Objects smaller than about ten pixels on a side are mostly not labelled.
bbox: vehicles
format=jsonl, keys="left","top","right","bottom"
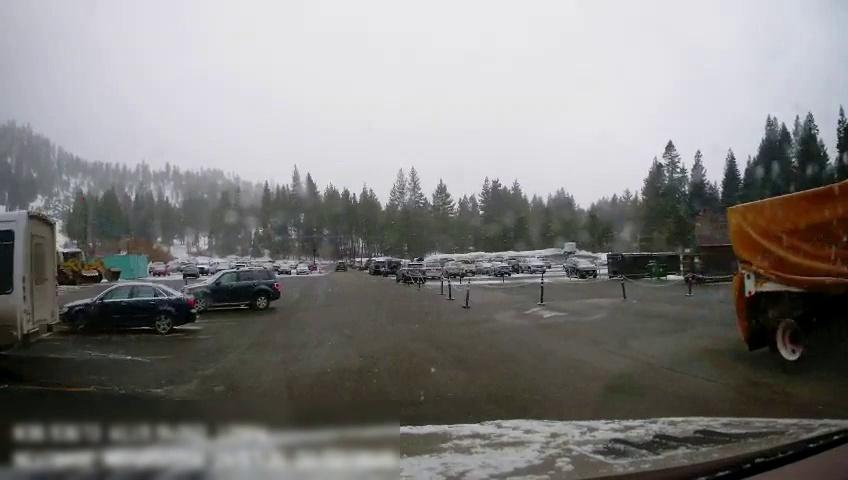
{"left": 277, "top": 263, "right": 292, "bottom": 276}
{"left": 395, "top": 262, "right": 427, "bottom": 284}
{"left": 369, "top": 260, "right": 386, "bottom": 275}
{"left": 180, "top": 268, "right": 280, "bottom": 314}
{"left": 0, "top": 210, "right": 59, "bottom": 349}
{"left": 727, "top": 179, "right": 848, "bottom": 370}
{"left": 563, "top": 257, "right": 599, "bottom": 279}
{"left": 383, "top": 260, "right": 401, "bottom": 277}
{"left": 59, "top": 281, "right": 197, "bottom": 337}
{"left": 182, "top": 263, "right": 200, "bottom": 279}
{"left": 425, "top": 261, "right": 442, "bottom": 280}
{"left": 519, "top": 257, "right": 546, "bottom": 274}
{"left": 295, "top": 263, "right": 309, "bottom": 276}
